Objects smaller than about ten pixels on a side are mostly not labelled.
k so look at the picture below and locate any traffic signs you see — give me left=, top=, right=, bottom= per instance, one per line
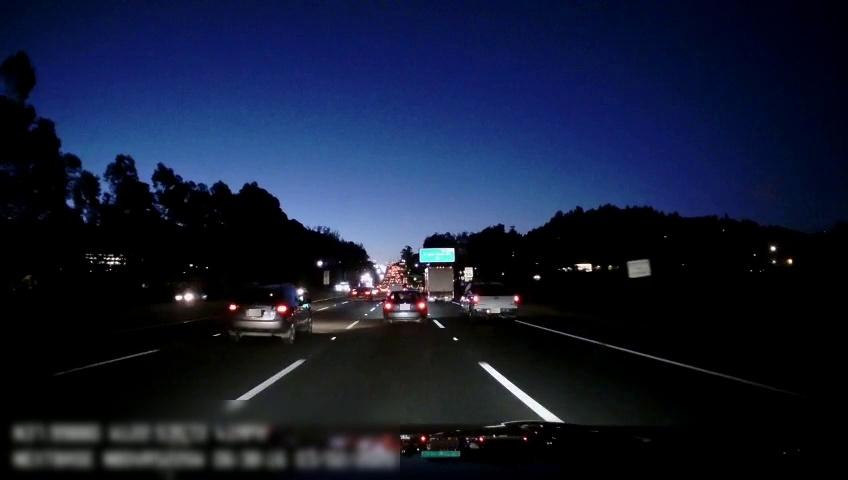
left=464, top=267, right=473, bottom=282
left=627, top=259, right=651, bottom=278
left=419, top=248, right=455, bottom=263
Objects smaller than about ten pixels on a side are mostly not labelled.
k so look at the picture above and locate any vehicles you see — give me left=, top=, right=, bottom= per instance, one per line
left=336, top=282, right=349, bottom=292
left=369, top=286, right=381, bottom=296
left=424, top=266, right=455, bottom=304
left=458, top=281, right=520, bottom=327
left=340, top=285, right=351, bottom=292
left=352, top=286, right=373, bottom=302
left=296, top=287, right=308, bottom=297
left=387, top=284, right=405, bottom=298
left=175, top=288, right=208, bottom=303
left=381, top=290, right=428, bottom=328
left=227, top=284, right=313, bottom=346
